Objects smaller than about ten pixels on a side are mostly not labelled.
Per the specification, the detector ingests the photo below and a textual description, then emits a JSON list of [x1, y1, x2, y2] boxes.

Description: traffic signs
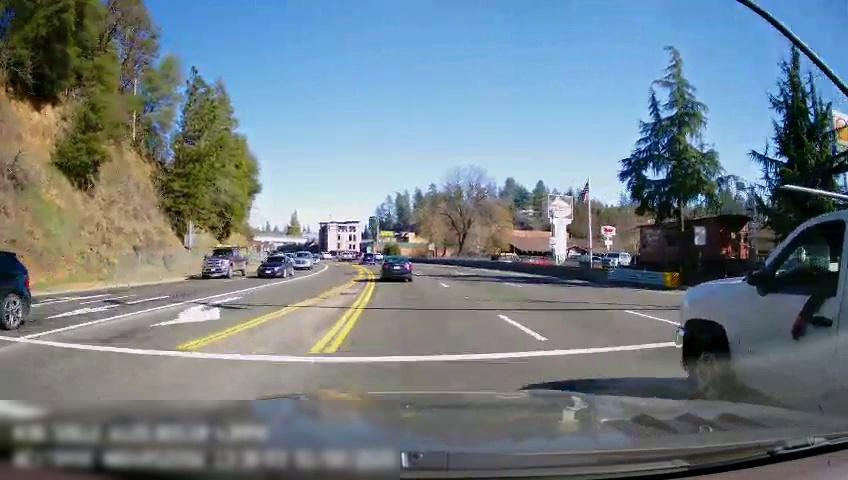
[[670, 272, 680, 289]]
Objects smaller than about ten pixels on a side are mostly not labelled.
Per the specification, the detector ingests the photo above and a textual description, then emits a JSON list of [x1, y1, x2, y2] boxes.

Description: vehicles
[[375, 253, 386, 263], [255, 255, 296, 279], [338, 251, 355, 262], [319, 252, 332, 260], [200, 245, 249, 280], [0, 249, 33, 330], [361, 253, 377, 265], [679, 147, 848, 417], [291, 251, 313, 271], [379, 256, 414, 283]]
